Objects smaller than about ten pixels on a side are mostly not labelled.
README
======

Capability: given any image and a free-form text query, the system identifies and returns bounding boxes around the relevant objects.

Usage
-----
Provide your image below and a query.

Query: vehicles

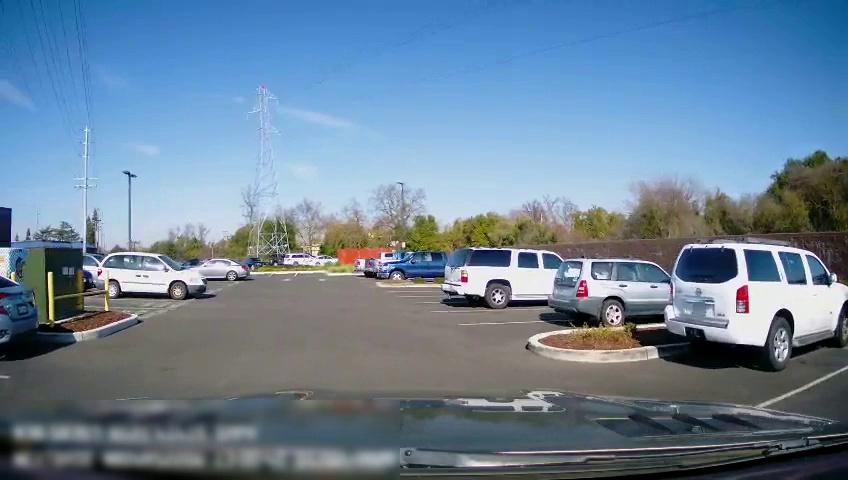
[77,269,93,292]
[241,257,268,269]
[78,254,106,288]
[665,243,848,372]
[366,252,410,279]
[442,247,563,309]
[182,259,201,267]
[189,258,248,282]
[380,251,450,284]
[307,255,337,266]
[284,253,313,268]
[548,258,672,331]
[0,273,39,353]
[95,252,208,300]
[356,252,397,278]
